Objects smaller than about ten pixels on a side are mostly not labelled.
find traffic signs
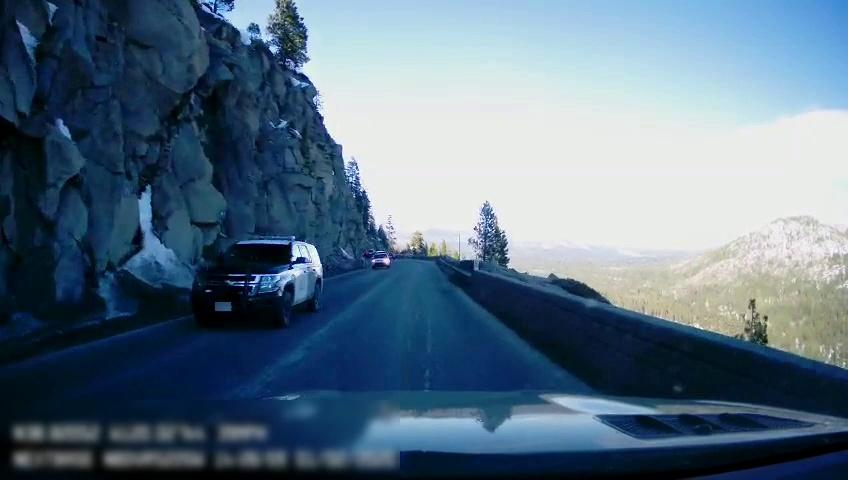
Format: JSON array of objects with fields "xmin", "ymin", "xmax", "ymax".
[{"xmin": 473, "ymin": 259, "xmax": 480, "ymax": 271}]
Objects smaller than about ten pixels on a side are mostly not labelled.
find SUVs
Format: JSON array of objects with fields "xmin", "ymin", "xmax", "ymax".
[
  {"xmin": 372, "ymin": 252, "xmax": 390, "ymax": 267},
  {"xmin": 191, "ymin": 238, "xmax": 323, "ymax": 330}
]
